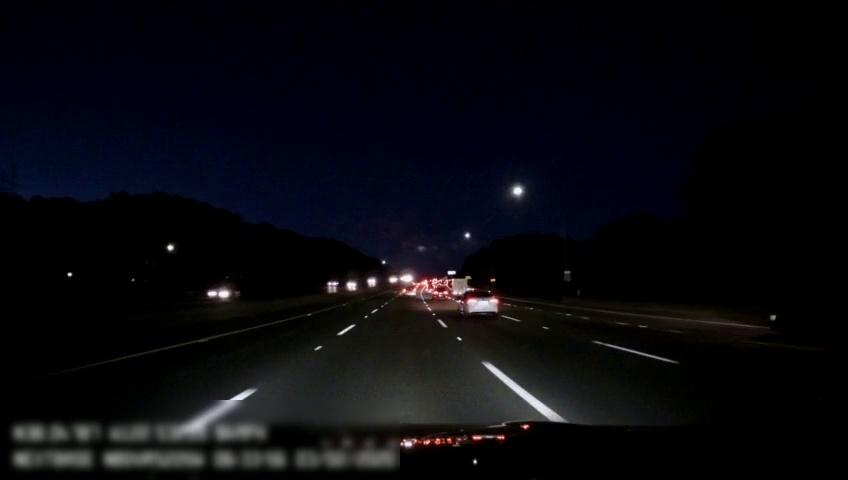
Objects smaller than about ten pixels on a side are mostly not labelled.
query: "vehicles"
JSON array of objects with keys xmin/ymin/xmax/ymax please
[
  {"xmin": 768, "ymin": 289, "xmax": 848, "ymax": 344},
  {"xmin": 432, "ymin": 286, "xmax": 450, "ymax": 300},
  {"xmin": 451, "ymin": 278, "xmax": 468, "ymax": 299},
  {"xmin": 402, "ymin": 286, "xmax": 417, "ymax": 298},
  {"xmin": 206, "ymin": 282, "xmax": 241, "ymax": 301},
  {"xmin": 457, "ymin": 289, "xmax": 500, "ymax": 320}
]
